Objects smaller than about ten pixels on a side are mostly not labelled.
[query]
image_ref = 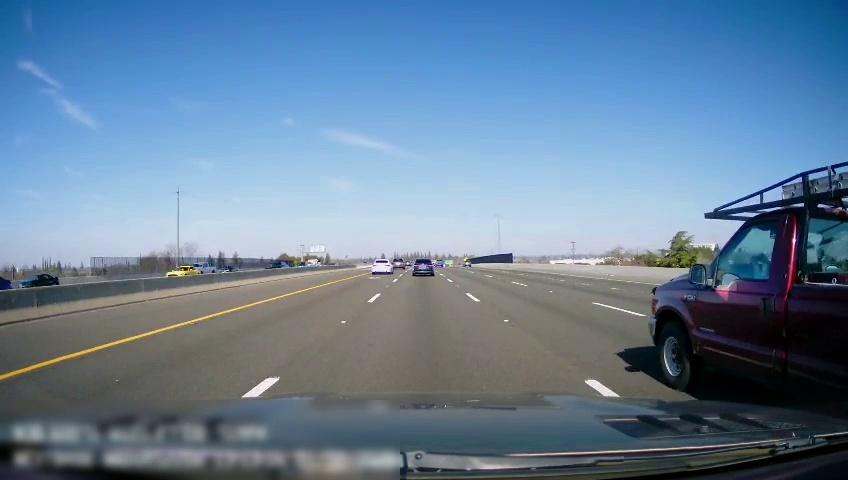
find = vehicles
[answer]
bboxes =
[0,276,13,290]
[390,258,406,270]
[164,265,201,278]
[265,261,289,270]
[412,258,435,277]
[16,273,61,289]
[370,258,394,275]
[191,263,217,275]
[646,161,848,418]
